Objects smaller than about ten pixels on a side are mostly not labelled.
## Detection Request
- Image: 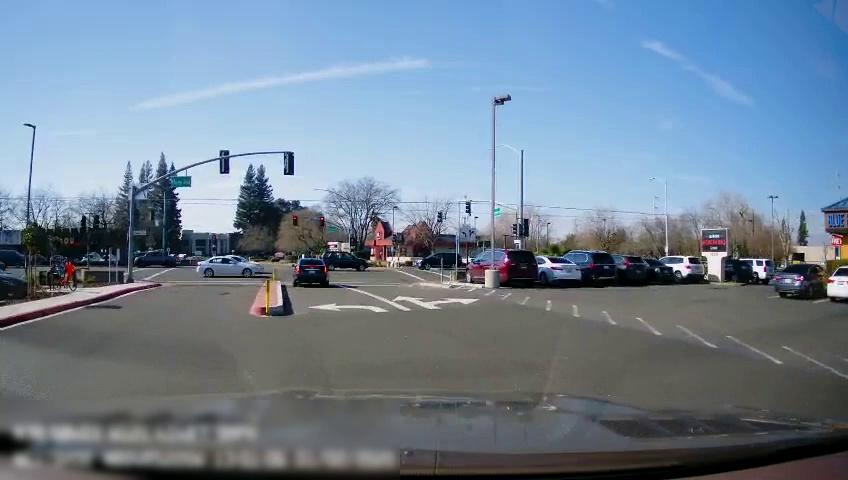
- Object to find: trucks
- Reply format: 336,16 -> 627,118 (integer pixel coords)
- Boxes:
134,251 -> 176,268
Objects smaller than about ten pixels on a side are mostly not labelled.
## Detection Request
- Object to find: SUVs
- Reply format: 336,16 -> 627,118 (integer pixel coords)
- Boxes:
659,255 -> 703,284
561,251 -> 616,286
416,253 -> 461,271
611,256 -> 647,285
748,259 -> 777,284
713,259 -> 753,282
465,248 -> 539,287
321,250 -> 368,271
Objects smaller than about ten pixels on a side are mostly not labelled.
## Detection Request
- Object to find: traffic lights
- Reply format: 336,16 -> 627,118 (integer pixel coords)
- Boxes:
437,211 -> 442,224
465,200 -> 472,216
523,218 -> 529,237
283,151 -> 295,175
93,215 -> 99,230
219,149 -> 230,174
320,216 -> 325,227
293,215 -> 298,226
81,215 -> 87,230
512,223 -> 518,235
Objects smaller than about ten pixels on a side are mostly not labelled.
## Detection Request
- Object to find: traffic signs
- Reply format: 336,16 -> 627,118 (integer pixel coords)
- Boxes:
172,176 -> 192,188
461,224 -> 475,240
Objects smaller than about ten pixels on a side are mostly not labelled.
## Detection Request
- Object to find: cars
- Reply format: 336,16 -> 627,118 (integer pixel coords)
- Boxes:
0,273 -> 32,301
827,265 -> 848,302
535,256 -> 580,286
773,264 -> 835,299
291,258 -> 328,287
641,258 -> 673,284
230,256 -> 263,272
196,256 -> 256,278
